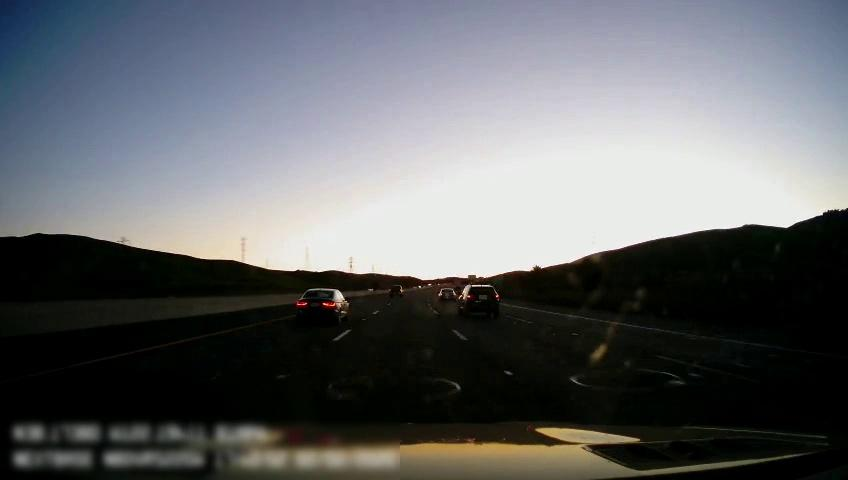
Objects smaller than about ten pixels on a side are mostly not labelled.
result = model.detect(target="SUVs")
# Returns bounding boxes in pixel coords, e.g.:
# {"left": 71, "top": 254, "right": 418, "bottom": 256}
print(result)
{"left": 389, "top": 285, "right": 404, "bottom": 297}
{"left": 457, "top": 285, "right": 500, "bottom": 317}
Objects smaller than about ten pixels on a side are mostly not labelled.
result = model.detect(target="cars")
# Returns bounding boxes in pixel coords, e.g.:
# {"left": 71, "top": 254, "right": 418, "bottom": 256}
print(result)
{"left": 438, "top": 288, "right": 456, "bottom": 301}
{"left": 295, "top": 288, "right": 350, "bottom": 325}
